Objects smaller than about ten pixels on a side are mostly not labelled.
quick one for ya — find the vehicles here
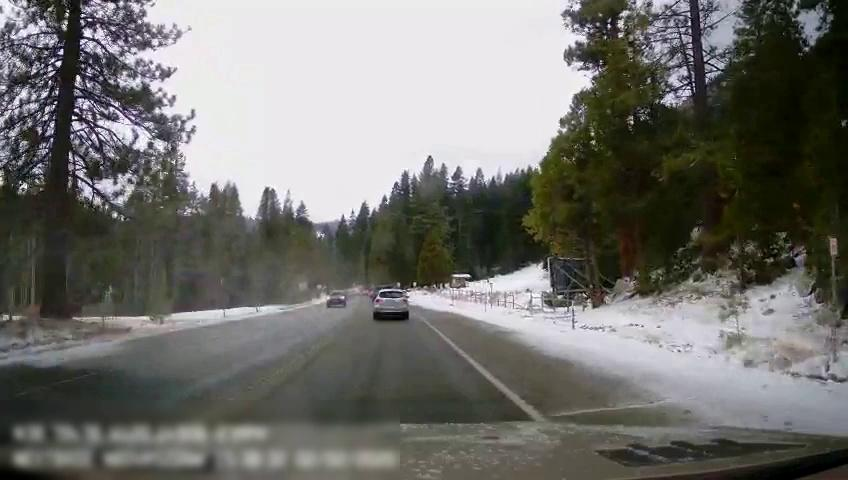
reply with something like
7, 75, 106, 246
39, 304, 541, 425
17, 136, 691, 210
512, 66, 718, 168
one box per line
373, 289, 410, 320
326, 290, 347, 307
372, 286, 394, 303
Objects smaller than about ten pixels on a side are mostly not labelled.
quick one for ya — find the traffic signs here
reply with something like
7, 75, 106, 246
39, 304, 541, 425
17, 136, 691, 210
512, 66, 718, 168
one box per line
830, 238, 837, 255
